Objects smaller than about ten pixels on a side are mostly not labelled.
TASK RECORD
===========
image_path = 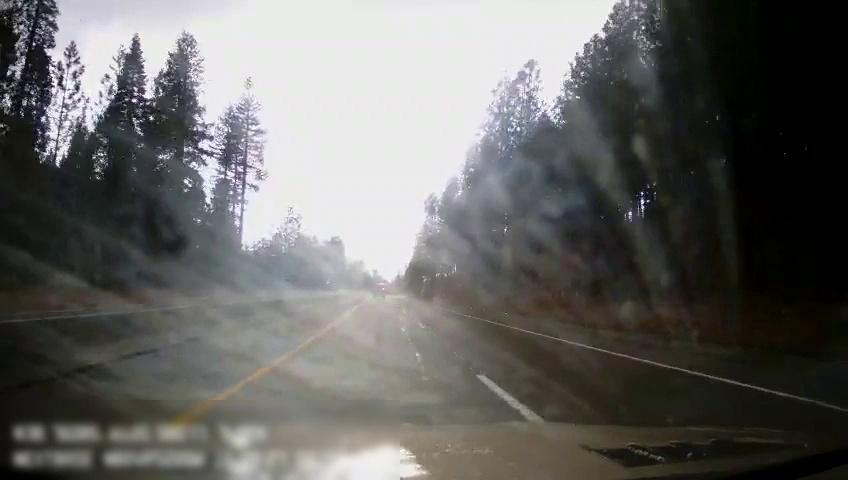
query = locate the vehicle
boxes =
[373,282,389,300]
